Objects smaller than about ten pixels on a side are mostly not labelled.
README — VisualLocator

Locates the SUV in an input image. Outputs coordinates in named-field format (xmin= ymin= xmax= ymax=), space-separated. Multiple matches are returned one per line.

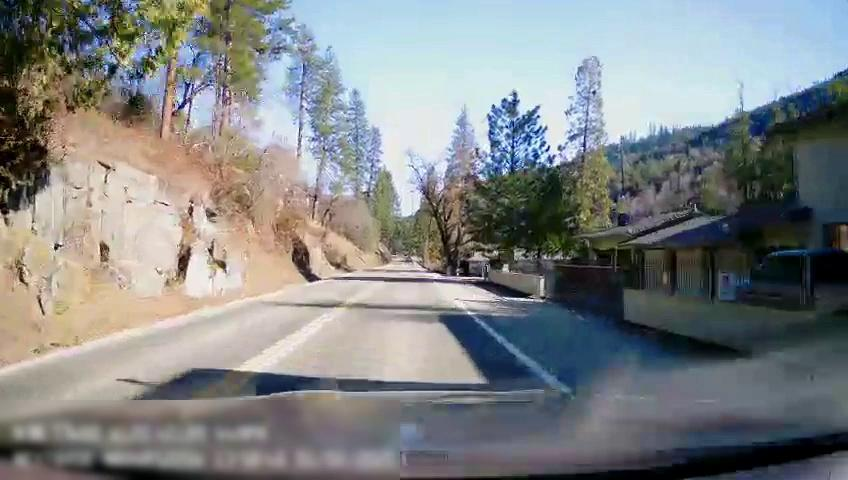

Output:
xmin=746 ymin=248 xmax=848 ymax=315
